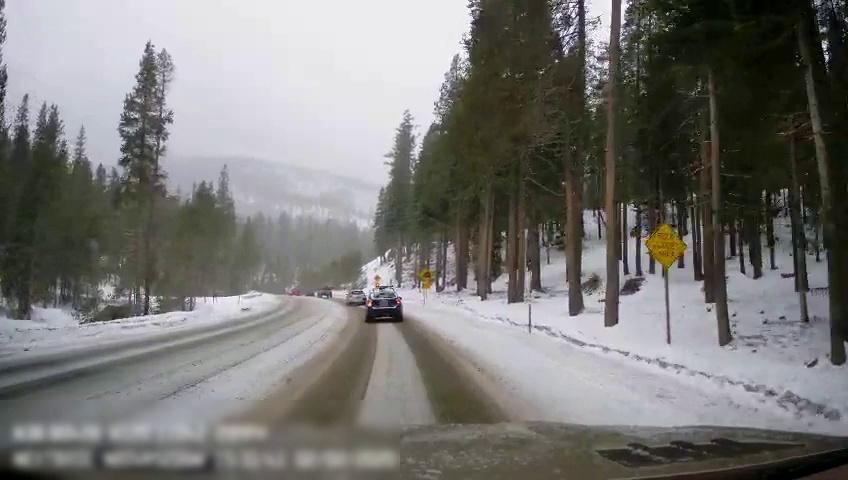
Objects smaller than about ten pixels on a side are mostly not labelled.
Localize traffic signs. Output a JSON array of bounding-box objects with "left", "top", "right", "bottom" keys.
[
  {"left": 419, "top": 268, "right": 434, "bottom": 281},
  {"left": 422, "top": 281, "right": 433, "bottom": 289},
  {"left": 644, "top": 223, "right": 687, "bottom": 267}
]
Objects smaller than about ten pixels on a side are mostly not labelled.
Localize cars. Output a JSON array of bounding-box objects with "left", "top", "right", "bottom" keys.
[{"left": 346, "top": 290, "right": 368, "bottom": 306}]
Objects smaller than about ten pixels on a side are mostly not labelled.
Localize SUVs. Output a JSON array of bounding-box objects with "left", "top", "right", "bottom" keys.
[
  {"left": 317, "top": 287, "right": 332, "bottom": 299},
  {"left": 363, "top": 285, "right": 403, "bottom": 323}
]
